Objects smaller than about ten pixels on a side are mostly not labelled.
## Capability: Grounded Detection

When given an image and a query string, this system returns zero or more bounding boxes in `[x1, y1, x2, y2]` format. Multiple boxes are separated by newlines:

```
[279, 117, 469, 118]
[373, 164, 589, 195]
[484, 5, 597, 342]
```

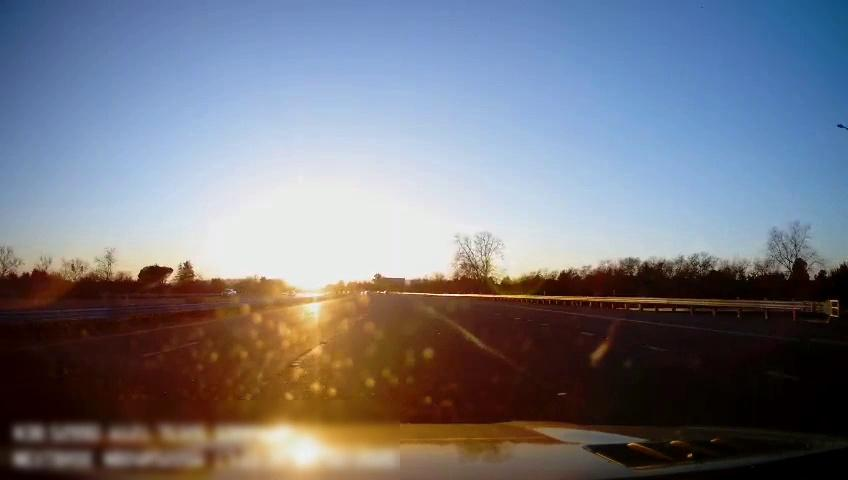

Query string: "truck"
[220, 288, 237, 298]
